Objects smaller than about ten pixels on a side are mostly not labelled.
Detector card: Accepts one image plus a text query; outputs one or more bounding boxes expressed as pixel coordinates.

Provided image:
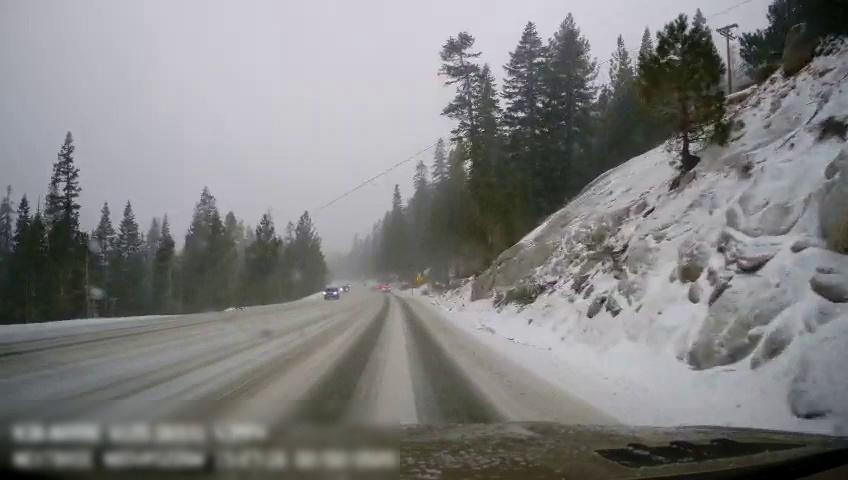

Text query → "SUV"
[323,287,340,300]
